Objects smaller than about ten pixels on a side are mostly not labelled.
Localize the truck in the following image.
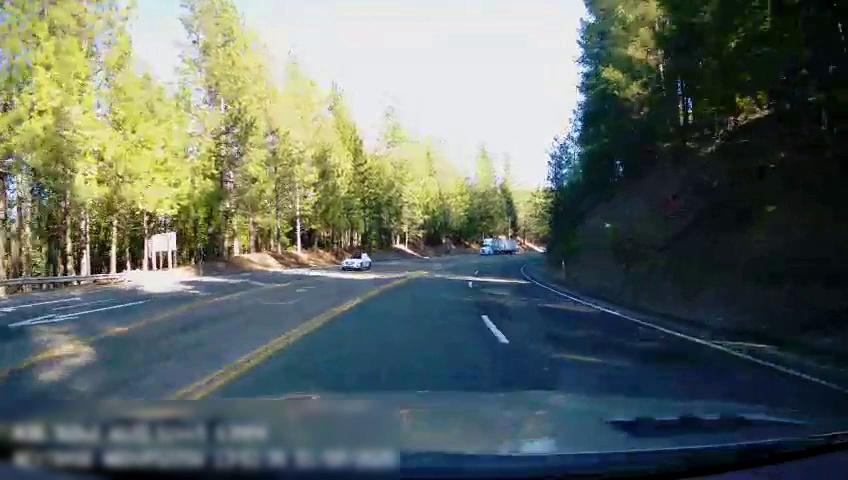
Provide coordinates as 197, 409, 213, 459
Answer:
479, 238, 517, 257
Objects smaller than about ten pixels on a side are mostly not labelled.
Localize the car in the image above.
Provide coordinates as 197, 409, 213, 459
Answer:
341, 253, 372, 272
